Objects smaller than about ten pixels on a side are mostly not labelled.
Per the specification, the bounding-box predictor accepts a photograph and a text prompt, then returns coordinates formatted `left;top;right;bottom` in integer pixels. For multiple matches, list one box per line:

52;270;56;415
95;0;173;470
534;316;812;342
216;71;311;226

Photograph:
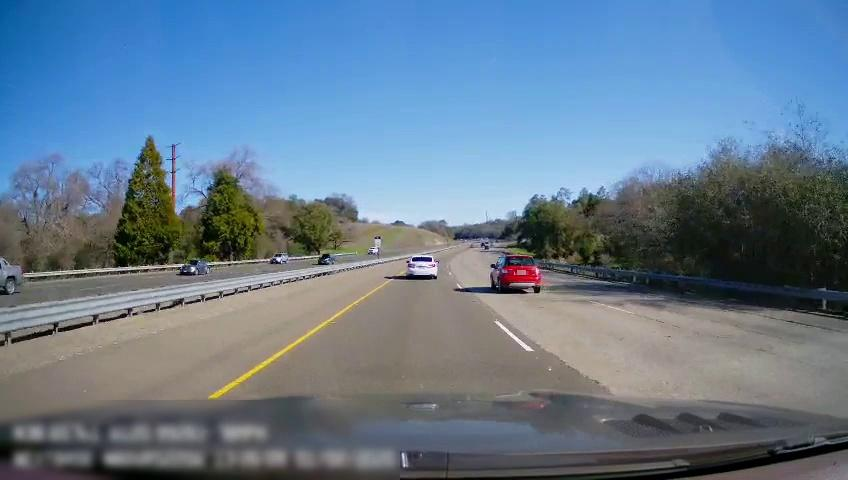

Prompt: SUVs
488;255;543;295
268;252;290;265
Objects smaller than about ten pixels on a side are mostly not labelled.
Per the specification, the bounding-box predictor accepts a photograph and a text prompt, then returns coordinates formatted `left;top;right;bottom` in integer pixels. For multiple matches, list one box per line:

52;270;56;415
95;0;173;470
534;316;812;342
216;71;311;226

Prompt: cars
179;259;210;276
0;255;23;296
316;253;336;265
406;254;438;279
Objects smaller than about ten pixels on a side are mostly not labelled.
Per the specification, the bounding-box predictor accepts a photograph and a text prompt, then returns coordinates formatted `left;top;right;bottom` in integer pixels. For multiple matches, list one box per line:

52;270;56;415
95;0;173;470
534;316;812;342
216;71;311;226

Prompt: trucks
367;248;379;255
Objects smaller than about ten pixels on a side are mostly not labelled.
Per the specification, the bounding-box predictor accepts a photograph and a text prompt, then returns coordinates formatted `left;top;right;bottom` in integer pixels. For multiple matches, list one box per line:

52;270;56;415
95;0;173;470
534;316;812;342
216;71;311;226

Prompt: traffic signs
375;236;381;247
